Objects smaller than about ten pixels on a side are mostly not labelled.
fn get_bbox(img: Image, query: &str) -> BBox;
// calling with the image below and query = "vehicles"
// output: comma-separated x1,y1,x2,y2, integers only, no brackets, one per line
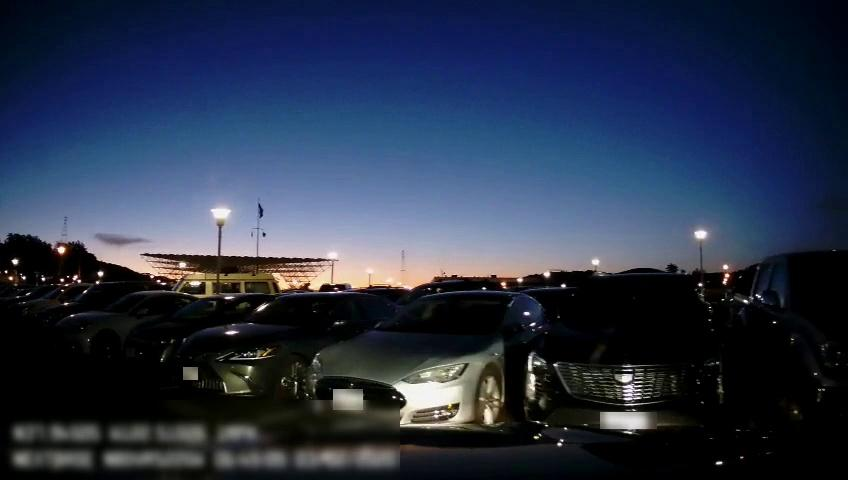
124,294,279,374
169,291,406,406
51,290,202,368
302,290,554,425
20,283,92,319
725,250,848,429
169,273,281,299
31,281,158,334
521,270,732,426
318,282,354,292
10,285,58,309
